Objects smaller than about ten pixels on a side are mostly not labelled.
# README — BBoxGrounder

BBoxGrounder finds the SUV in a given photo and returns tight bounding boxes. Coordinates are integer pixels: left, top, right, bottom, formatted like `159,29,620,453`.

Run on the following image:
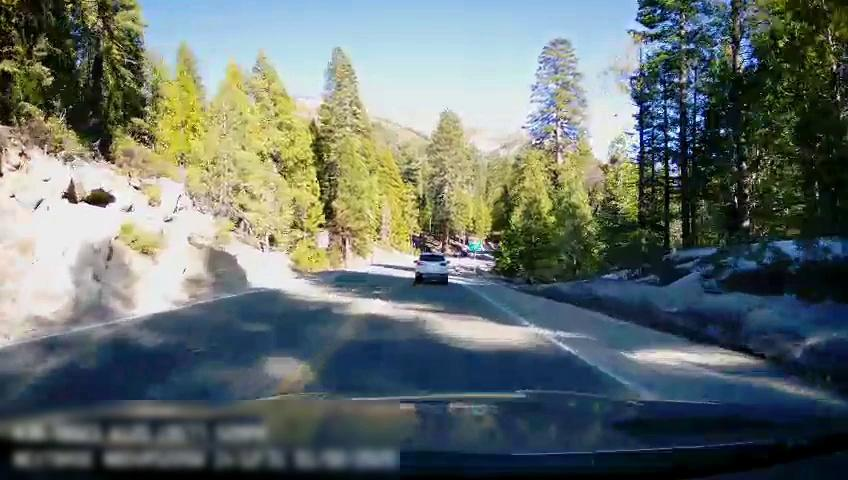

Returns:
414,252,451,287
